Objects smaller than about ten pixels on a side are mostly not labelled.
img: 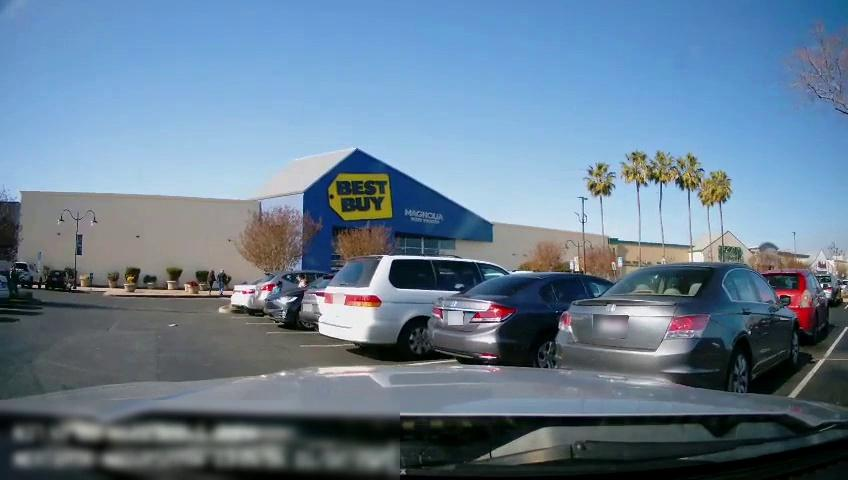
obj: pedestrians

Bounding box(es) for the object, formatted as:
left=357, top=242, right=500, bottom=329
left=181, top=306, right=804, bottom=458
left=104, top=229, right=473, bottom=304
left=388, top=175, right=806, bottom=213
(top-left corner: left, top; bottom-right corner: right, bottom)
left=208, top=267, right=216, bottom=295
left=295, top=272, right=308, bottom=298
left=216, top=267, right=227, bottom=300
left=272, top=281, right=283, bottom=299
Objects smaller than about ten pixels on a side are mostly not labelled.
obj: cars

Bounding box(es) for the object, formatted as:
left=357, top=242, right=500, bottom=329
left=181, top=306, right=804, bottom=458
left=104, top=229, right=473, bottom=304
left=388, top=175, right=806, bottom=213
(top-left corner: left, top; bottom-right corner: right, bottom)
left=555, top=264, right=801, bottom=394
left=0, top=271, right=10, bottom=299
left=428, top=273, right=635, bottom=367
left=806, top=273, right=844, bottom=307
left=747, top=271, right=831, bottom=345
left=231, top=277, right=303, bottom=316
left=262, top=273, right=385, bottom=328
left=45, top=270, right=77, bottom=291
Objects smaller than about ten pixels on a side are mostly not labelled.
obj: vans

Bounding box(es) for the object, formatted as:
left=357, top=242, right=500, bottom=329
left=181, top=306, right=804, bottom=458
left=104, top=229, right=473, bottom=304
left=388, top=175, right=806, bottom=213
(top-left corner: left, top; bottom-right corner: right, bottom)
left=317, top=255, right=538, bottom=361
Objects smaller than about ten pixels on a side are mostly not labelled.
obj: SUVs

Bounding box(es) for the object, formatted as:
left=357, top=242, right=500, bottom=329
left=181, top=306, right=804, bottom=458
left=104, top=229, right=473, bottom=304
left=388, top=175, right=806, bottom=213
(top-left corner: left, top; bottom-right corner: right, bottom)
left=299, top=276, right=393, bottom=329
left=16, top=261, right=42, bottom=289
left=249, top=271, right=335, bottom=316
